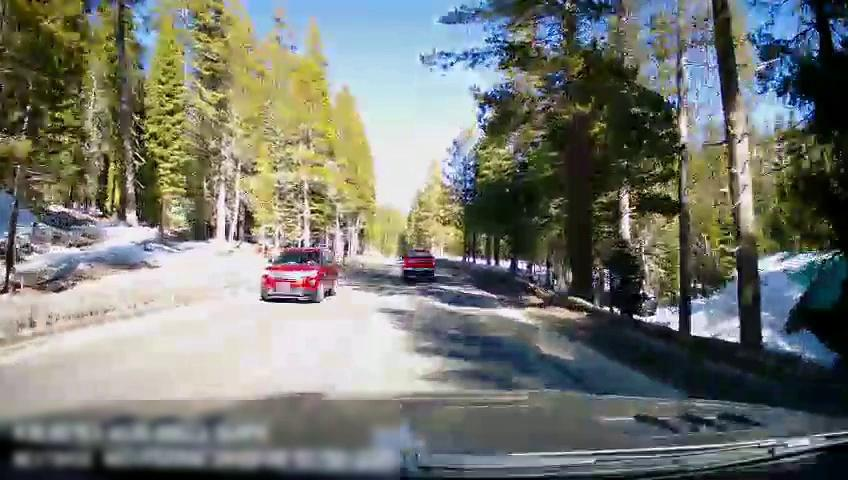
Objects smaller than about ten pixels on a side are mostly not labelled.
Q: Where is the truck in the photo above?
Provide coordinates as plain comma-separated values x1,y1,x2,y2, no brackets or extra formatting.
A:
401,250,436,281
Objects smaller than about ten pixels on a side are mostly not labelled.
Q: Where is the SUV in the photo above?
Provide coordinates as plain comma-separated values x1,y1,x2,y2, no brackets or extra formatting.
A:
259,247,338,303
